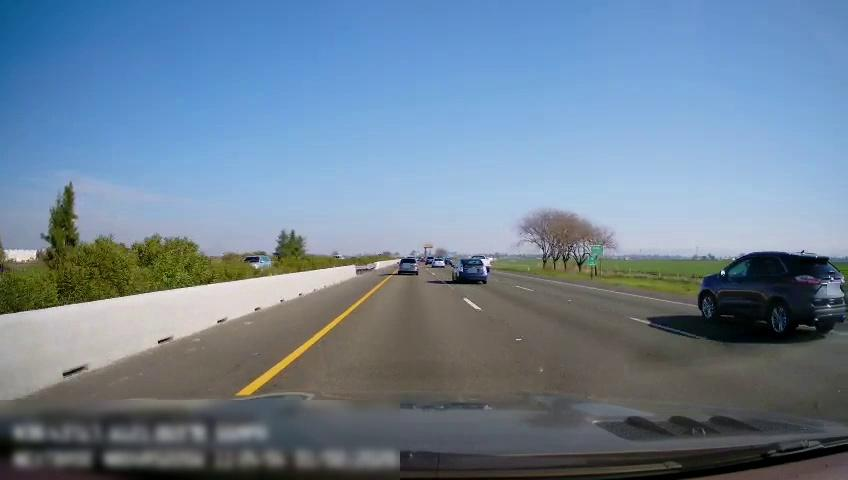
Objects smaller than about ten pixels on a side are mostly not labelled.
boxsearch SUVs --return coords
[240,255,273,269]
[696,250,848,339]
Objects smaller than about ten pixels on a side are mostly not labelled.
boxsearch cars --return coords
[450,258,488,285]
[396,257,419,276]
[431,257,446,269]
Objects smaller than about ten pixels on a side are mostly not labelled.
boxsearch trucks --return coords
[473,254,491,272]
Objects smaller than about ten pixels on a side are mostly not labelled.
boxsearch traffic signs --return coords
[590,244,604,256]
[587,255,597,266]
